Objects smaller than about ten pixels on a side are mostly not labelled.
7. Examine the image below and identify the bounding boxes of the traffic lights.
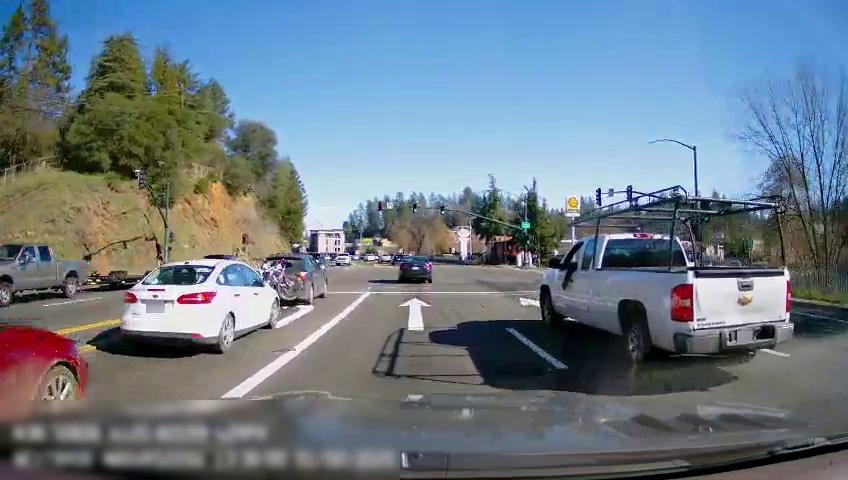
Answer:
[439,205,445,216]
[377,200,384,212]
[626,184,633,200]
[595,187,602,206]
[138,172,145,190]
[413,203,419,214]
[168,232,175,244]
[525,235,530,246]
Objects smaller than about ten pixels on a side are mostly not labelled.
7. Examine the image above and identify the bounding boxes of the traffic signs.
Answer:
[520,222,531,229]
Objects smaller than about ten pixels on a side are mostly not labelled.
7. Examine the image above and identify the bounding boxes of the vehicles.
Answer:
[363,253,376,261]
[255,255,328,306]
[335,253,352,266]
[538,182,794,376]
[0,242,154,307]
[119,259,282,356]
[200,254,240,261]
[398,255,434,284]
[391,255,403,265]
[0,318,92,418]
[378,253,393,263]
